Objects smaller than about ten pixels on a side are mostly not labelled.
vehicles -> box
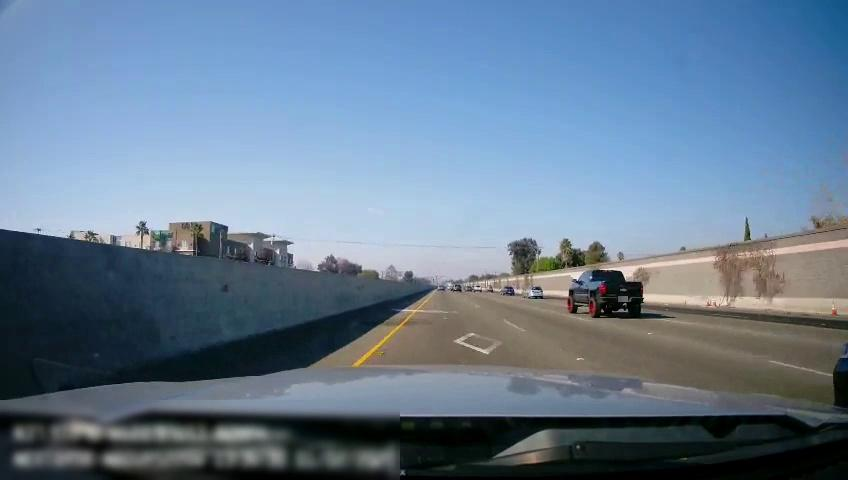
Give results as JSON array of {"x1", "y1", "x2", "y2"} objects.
[
  {"x1": 831, "y1": 340, "x2": 848, "y2": 407},
  {"x1": 567, "y1": 270, "x2": 644, "y2": 319},
  {"x1": 527, "y1": 287, "x2": 544, "y2": 299},
  {"x1": 501, "y1": 286, "x2": 515, "y2": 296}
]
